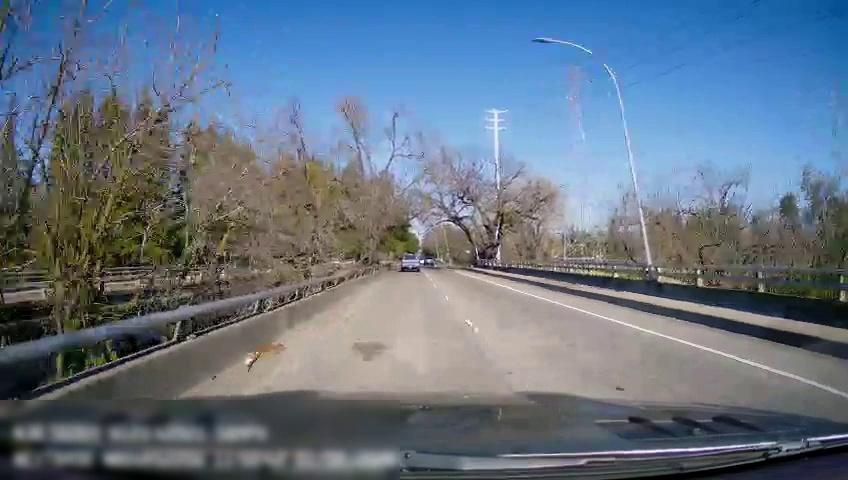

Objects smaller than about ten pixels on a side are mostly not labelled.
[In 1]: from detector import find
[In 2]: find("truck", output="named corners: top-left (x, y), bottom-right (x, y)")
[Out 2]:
top-left (400, 253), bottom-right (420, 272)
